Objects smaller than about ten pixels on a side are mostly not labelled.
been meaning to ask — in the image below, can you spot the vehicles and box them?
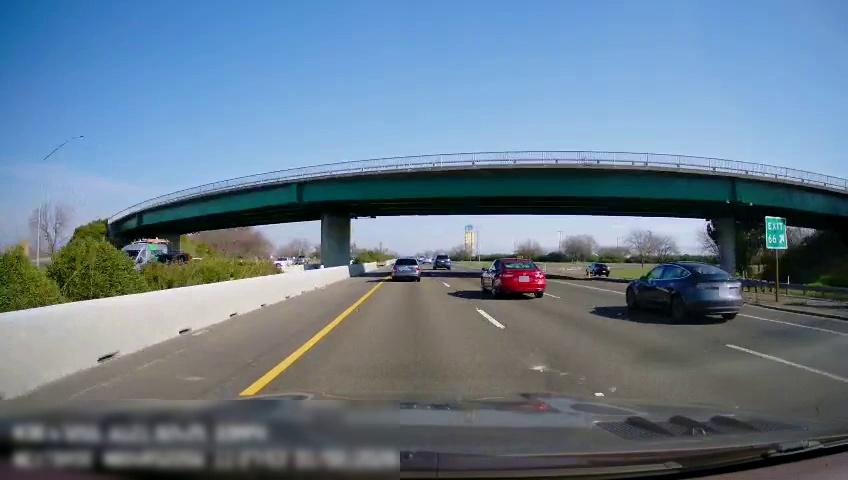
[391,258,420,283]
[119,243,168,274]
[294,255,310,266]
[432,254,452,271]
[271,257,293,268]
[479,258,546,301]
[625,262,743,325]
[156,254,192,266]
[585,262,610,277]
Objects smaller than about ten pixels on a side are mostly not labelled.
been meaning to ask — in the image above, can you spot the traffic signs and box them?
[764,216,788,250]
